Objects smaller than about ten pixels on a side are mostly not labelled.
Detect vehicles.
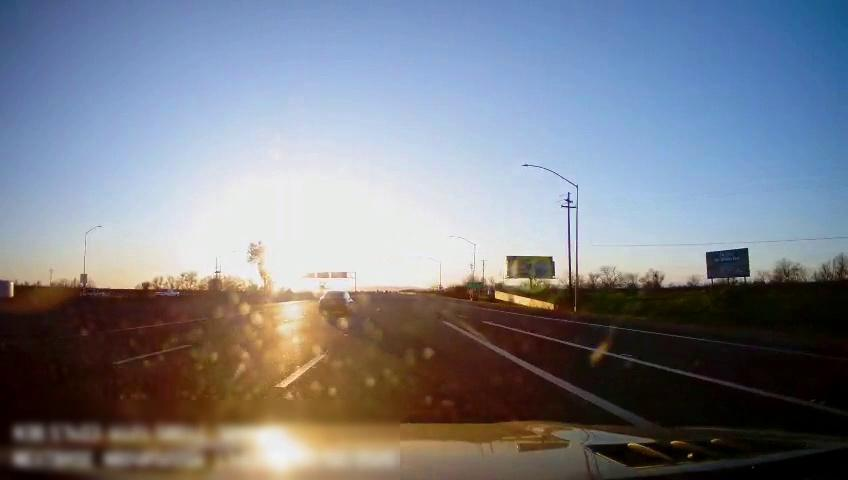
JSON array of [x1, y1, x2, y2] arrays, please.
[[319, 290, 356, 315], [154, 288, 180, 297], [78, 289, 106, 299]]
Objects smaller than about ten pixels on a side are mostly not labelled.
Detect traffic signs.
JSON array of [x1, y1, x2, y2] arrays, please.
[[468, 282, 480, 289]]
